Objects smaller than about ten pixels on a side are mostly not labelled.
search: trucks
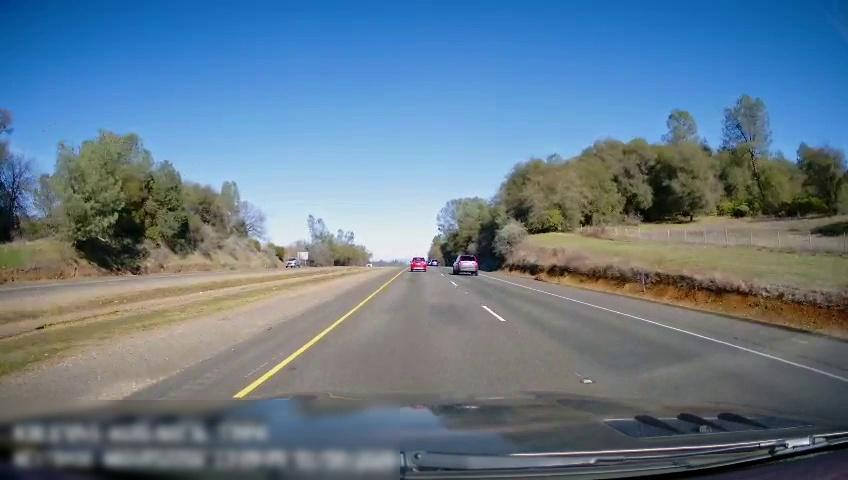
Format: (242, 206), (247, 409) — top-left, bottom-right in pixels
(284, 258), (302, 268)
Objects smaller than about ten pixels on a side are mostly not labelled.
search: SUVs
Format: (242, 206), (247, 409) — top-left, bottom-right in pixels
(452, 254), (479, 276)
(409, 256), (428, 272)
